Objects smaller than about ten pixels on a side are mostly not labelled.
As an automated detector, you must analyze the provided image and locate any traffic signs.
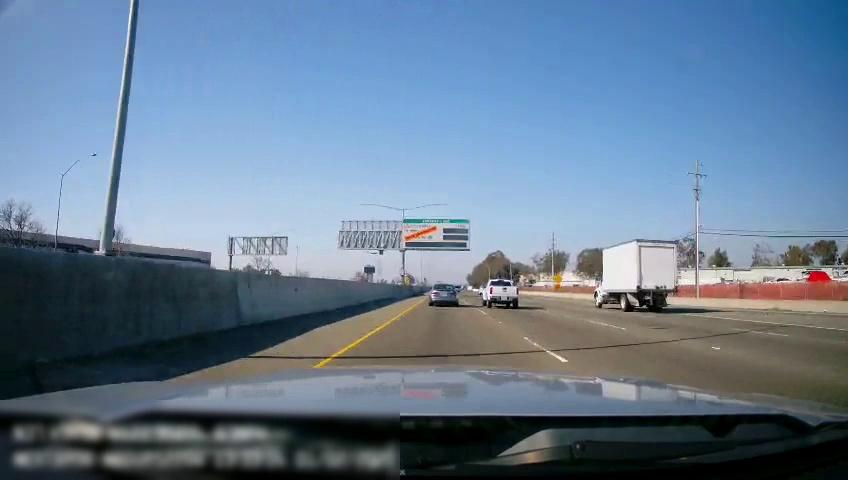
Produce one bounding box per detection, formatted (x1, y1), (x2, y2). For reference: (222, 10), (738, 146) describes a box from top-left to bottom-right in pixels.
(552, 273), (563, 284)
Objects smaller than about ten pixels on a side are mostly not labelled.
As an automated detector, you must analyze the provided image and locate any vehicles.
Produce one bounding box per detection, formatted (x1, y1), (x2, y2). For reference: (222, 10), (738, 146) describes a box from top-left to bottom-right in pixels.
(481, 278), (520, 308)
(427, 282), (459, 306)
(593, 238), (679, 313)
